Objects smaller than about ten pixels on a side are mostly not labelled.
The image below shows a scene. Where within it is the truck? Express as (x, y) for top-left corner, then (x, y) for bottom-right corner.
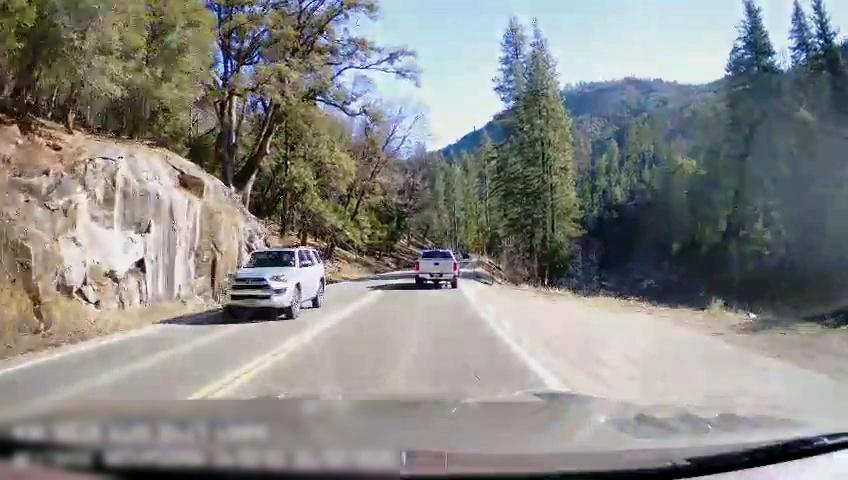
(412, 248), (459, 289)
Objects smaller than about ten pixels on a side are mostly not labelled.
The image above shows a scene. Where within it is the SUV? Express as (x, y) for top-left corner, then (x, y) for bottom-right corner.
(220, 246), (326, 322)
